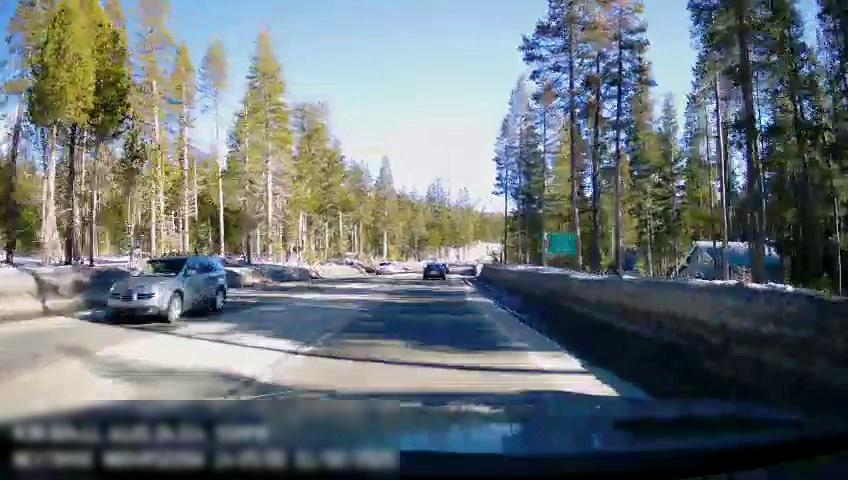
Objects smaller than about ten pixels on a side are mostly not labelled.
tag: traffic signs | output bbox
[544,231,579,258]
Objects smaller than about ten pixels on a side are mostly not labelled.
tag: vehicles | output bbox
[107,256,228,325]
[374,261,393,276]
[422,262,446,281]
